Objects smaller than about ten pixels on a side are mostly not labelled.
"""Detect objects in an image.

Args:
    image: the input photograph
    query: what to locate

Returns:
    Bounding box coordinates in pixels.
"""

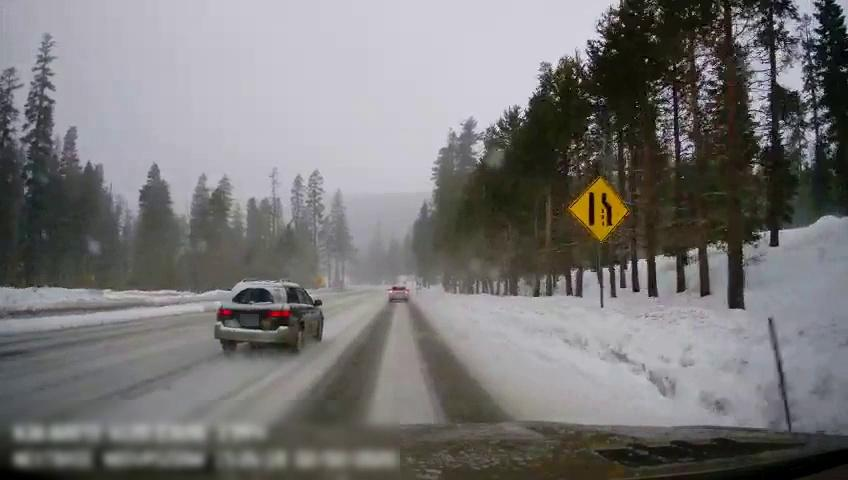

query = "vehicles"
[212,277,326,358]
[388,286,409,303]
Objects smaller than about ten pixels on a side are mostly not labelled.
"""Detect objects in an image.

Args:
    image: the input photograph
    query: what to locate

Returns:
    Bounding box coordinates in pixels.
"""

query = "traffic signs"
[568,176,632,244]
